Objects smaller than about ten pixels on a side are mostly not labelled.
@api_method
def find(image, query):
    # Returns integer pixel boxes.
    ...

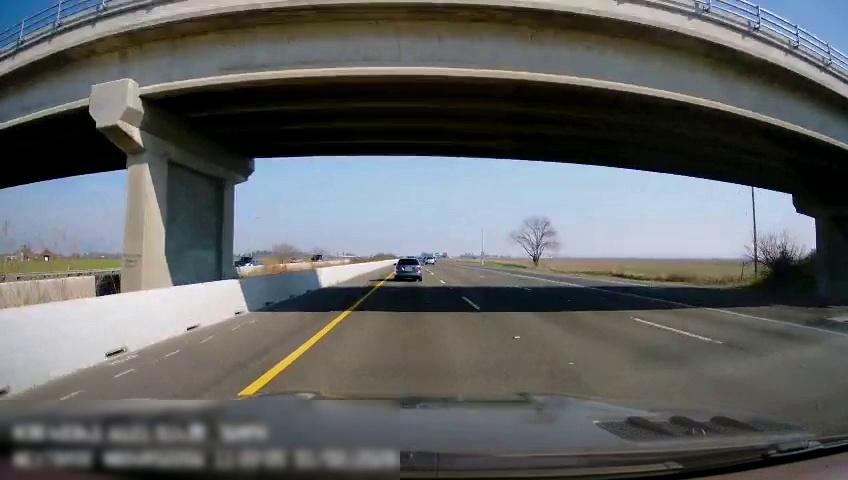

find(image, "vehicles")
[310,254,326,263]
[393,258,424,282]
[233,256,257,268]
[424,256,435,266]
